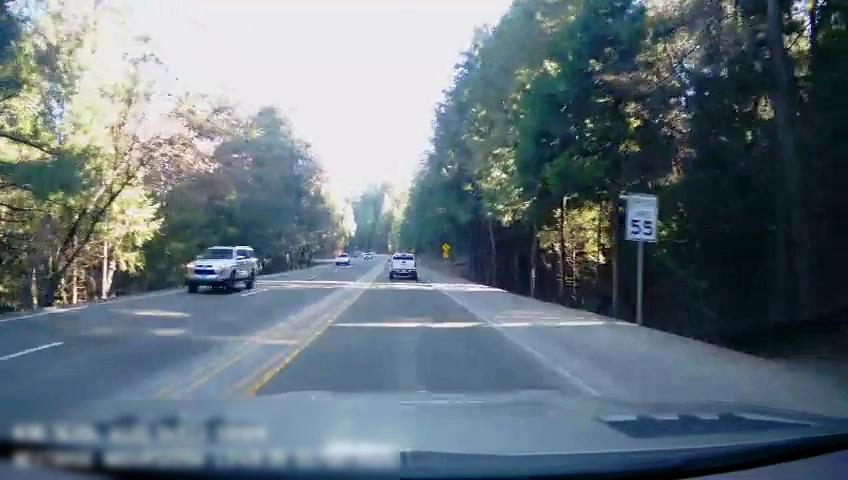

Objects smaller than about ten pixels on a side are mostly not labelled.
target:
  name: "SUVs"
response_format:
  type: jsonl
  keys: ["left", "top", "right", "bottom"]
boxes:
{"left": 335, "top": 252, "right": 351, "bottom": 266}
{"left": 183, "top": 244, "right": 261, "bottom": 295}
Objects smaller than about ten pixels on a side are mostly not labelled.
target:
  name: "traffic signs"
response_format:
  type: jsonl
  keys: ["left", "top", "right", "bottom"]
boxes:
{"left": 442, "top": 242, "right": 451, "bottom": 253}
{"left": 625, "top": 191, "right": 659, "bottom": 241}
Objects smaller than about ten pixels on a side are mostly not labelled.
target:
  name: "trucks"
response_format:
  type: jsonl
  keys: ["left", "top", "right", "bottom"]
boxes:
{"left": 388, "top": 252, "right": 418, "bottom": 281}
